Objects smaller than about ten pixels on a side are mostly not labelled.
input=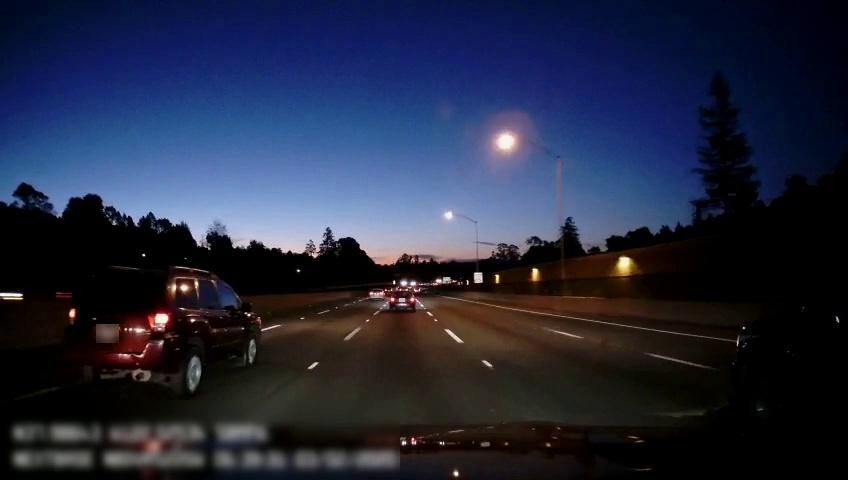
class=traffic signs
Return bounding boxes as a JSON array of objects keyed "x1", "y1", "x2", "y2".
[{"x1": 473, "y1": 272, "x2": 483, "y2": 284}]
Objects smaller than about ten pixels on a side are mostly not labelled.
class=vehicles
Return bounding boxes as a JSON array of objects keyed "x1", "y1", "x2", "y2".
[
  {"x1": 61, "y1": 264, "x2": 261, "y2": 399},
  {"x1": 389, "y1": 290, "x2": 416, "y2": 312},
  {"x1": 0, "y1": 280, "x2": 73, "y2": 303},
  {"x1": 368, "y1": 288, "x2": 385, "y2": 301},
  {"x1": 728, "y1": 281, "x2": 848, "y2": 429}
]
